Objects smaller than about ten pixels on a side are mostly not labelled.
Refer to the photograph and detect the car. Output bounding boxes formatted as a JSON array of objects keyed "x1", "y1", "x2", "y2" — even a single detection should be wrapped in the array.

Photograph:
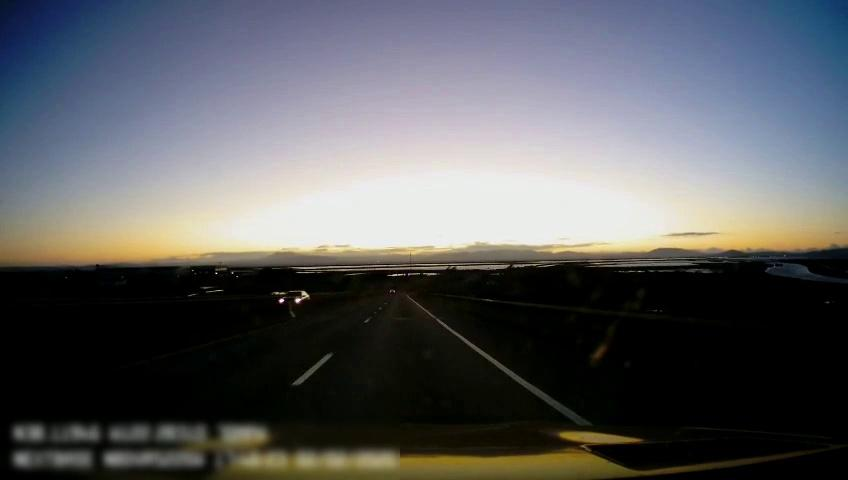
[{"x1": 277, "y1": 290, "x2": 311, "y2": 305}]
